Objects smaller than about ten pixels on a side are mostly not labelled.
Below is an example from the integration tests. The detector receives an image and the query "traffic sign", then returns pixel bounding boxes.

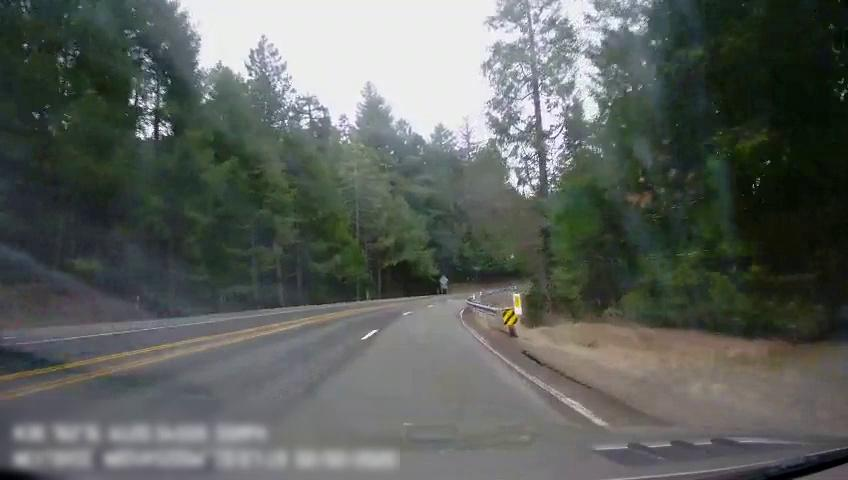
[502,308,519,326]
